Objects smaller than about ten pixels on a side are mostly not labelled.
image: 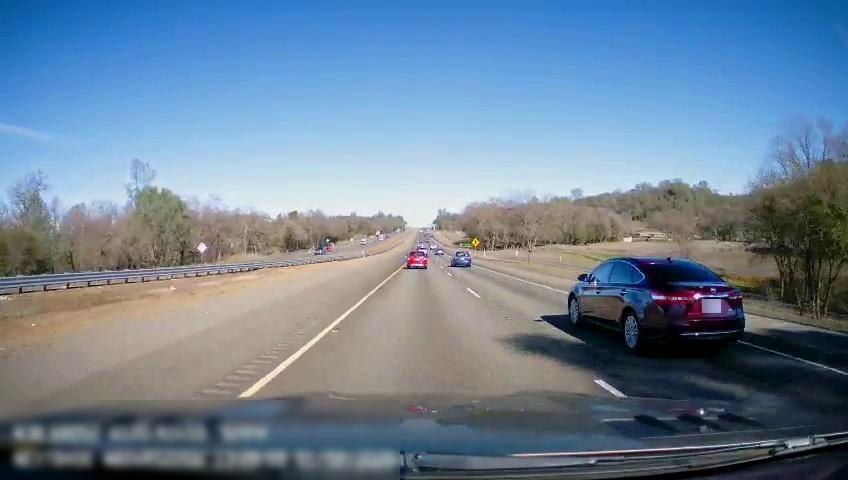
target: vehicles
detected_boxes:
[451,251,471,267]
[407,252,428,269]
[567,257,748,354]
[312,246,327,256]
